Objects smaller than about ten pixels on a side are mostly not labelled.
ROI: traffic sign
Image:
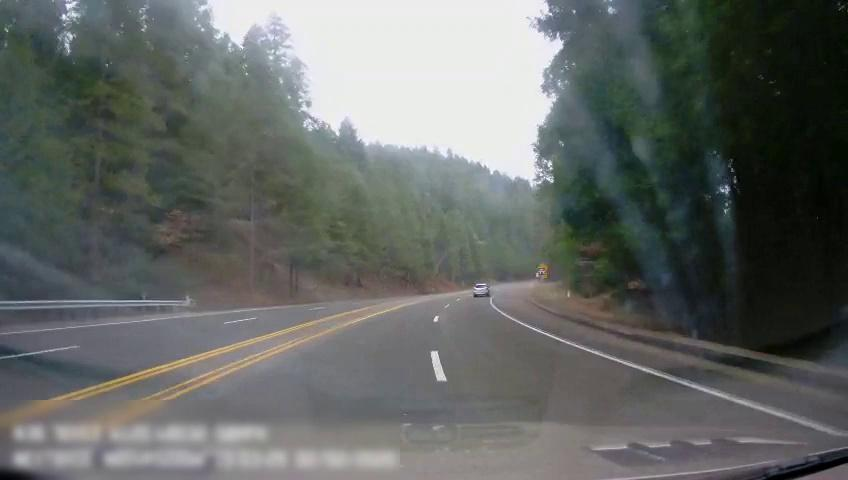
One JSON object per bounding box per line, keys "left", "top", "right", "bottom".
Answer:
{"left": 538, "top": 262, "right": 549, "bottom": 274}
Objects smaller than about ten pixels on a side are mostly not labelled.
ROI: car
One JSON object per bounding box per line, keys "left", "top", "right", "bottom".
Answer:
{"left": 473, "top": 282, "right": 490, "bottom": 297}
